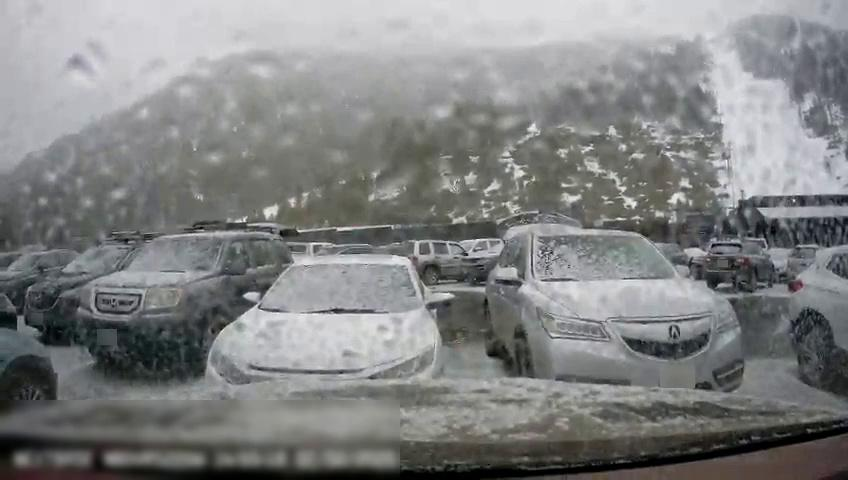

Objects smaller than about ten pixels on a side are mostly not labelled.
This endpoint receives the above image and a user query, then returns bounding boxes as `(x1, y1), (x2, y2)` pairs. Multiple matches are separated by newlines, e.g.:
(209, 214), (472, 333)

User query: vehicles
(77, 230), (297, 384)
(482, 226), (745, 394)
(651, 242), (690, 266)
(0, 248), (80, 316)
(786, 244), (848, 395)
(314, 243), (396, 257)
(785, 244), (823, 285)
(389, 239), (470, 287)
(691, 244), (711, 281)
(683, 248), (707, 257)
(0, 251), (27, 272)
(457, 238), (503, 254)
(702, 240), (777, 294)
(765, 247), (793, 285)
(0, 292), (18, 333)
(206, 254), (456, 389)
(286, 242), (333, 257)
(461, 223), (552, 288)
(0, 328), (59, 417)
(24, 245), (143, 347)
